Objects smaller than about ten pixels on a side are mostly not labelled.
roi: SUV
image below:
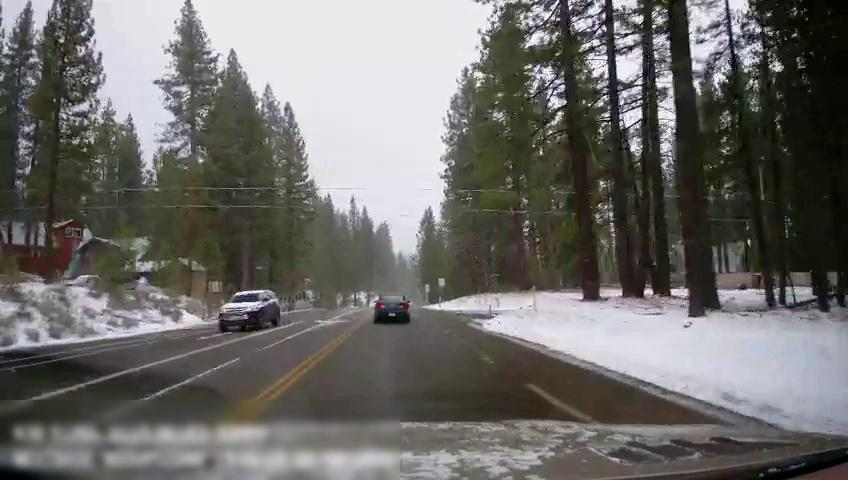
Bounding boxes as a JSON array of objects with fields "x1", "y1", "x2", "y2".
[{"x1": 217, "y1": 289, "x2": 282, "y2": 333}]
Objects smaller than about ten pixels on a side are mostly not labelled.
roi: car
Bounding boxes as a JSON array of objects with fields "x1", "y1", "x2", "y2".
[{"x1": 373, "y1": 296, "x2": 410, "y2": 325}]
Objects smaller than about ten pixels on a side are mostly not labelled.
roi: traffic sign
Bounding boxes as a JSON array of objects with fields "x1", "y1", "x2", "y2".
[{"x1": 438, "y1": 277, "x2": 446, "y2": 288}]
